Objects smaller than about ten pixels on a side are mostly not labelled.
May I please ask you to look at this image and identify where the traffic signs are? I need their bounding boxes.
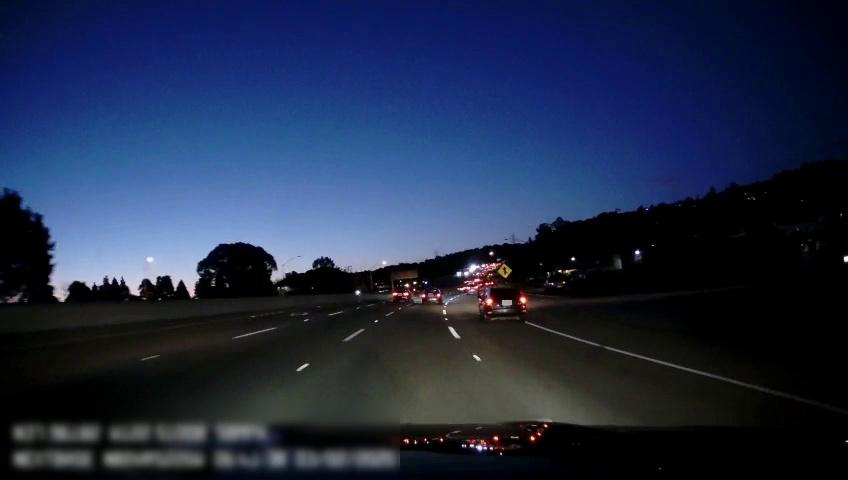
[497,264,513,279]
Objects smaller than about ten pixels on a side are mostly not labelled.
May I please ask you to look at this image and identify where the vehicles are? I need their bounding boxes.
[392,287,414,305]
[543,277,566,293]
[476,285,527,323]
[421,289,443,306]
[407,286,420,297]
[466,285,480,296]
